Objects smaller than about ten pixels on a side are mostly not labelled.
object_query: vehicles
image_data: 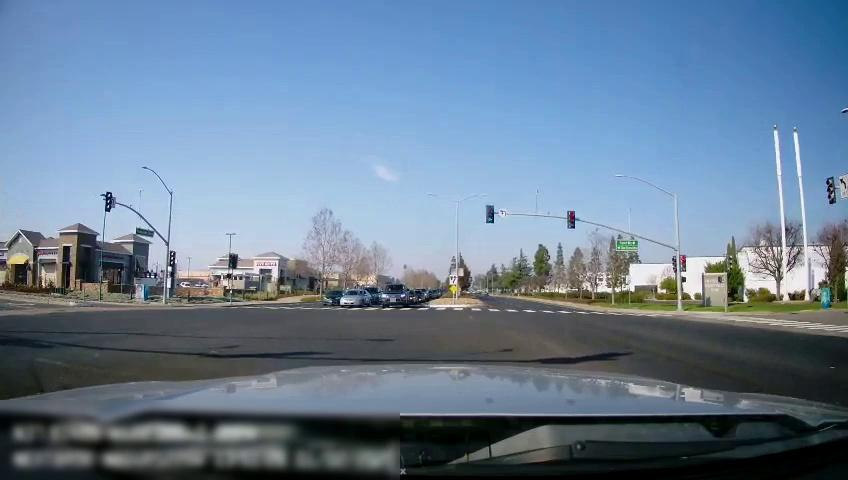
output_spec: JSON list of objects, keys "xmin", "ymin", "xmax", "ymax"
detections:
[
  {"xmin": 364, "ymin": 287, "xmax": 383, "ymax": 306},
  {"xmin": 322, "ymin": 288, "xmax": 346, "ymax": 308},
  {"xmin": 408, "ymin": 289, "xmax": 419, "ymax": 305},
  {"xmin": 381, "ymin": 284, "xmax": 412, "ymax": 309},
  {"xmin": 415, "ymin": 289, "xmax": 426, "ymax": 303},
  {"xmin": 338, "ymin": 289, "xmax": 374, "ymax": 309},
  {"xmin": 420, "ymin": 288, "xmax": 431, "ymax": 302}
]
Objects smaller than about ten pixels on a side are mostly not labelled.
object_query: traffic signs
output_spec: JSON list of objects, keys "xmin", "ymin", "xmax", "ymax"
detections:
[
  {"xmin": 839, "ymin": 176, "xmax": 848, "ymax": 200},
  {"xmin": 450, "ymin": 284, "xmax": 460, "ymax": 295},
  {"xmin": 449, "ymin": 274, "xmax": 459, "ymax": 286},
  {"xmin": 615, "ymin": 239, "xmax": 638, "ymax": 252},
  {"xmin": 135, "ymin": 228, "xmax": 156, "ymax": 238}
]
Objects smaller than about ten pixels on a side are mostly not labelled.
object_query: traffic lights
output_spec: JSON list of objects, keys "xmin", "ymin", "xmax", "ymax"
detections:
[
  {"xmin": 672, "ymin": 254, "xmax": 678, "ymax": 274},
  {"xmin": 227, "ymin": 253, "xmax": 238, "ymax": 271},
  {"xmin": 679, "ymin": 254, "xmax": 687, "ymax": 273},
  {"xmin": 826, "ymin": 176, "xmax": 838, "ymax": 205},
  {"xmin": 485, "ymin": 204, "xmax": 495, "ymax": 224},
  {"xmin": 566, "ymin": 210, "xmax": 576, "ymax": 230},
  {"xmin": 168, "ymin": 251, "xmax": 177, "ymax": 266},
  {"xmin": 105, "ymin": 192, "xmax": 114, "ymax": 213}
]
